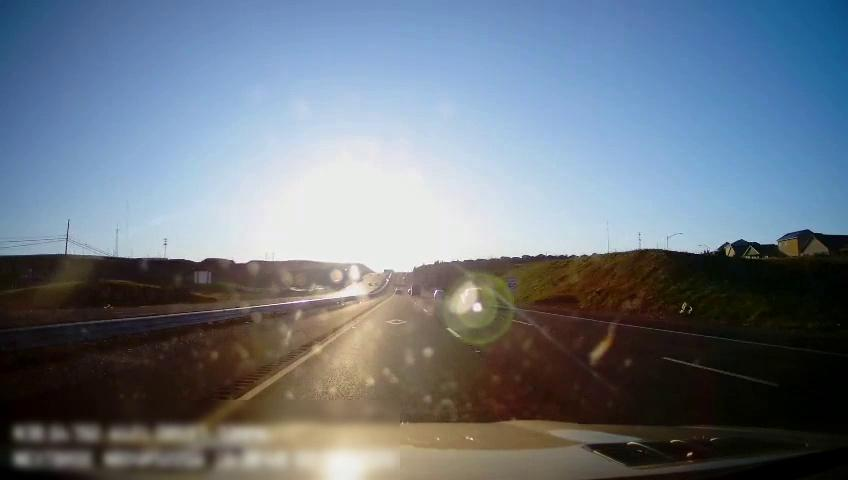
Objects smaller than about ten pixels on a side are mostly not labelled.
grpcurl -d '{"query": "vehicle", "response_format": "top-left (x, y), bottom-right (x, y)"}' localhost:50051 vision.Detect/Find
top-left (411, 283), bottom-right (421, 297)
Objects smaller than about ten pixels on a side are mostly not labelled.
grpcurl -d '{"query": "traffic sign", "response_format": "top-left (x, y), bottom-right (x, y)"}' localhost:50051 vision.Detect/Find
top-left (506, 279), bottom-right (517, 292)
